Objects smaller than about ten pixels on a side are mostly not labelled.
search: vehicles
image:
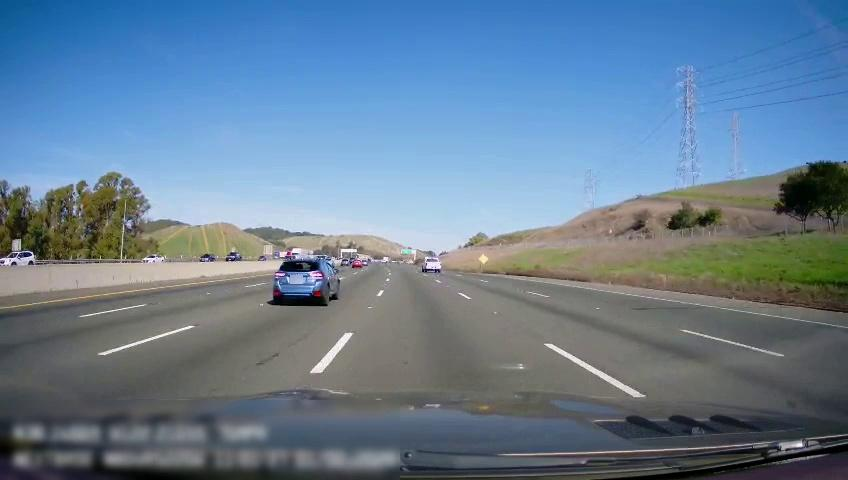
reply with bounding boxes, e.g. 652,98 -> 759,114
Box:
272,254 -> 341,307
291,247 -> 314,256
142,254 -> 165,264
351,259 -> 363,269
0,250 -> 36,267
225,251 -> 242,262
421,256 -> 441,273
199,253 -> 216,263
340,258 -> 349,266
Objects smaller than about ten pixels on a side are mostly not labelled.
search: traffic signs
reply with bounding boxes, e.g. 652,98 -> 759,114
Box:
478,253 -> 489,265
